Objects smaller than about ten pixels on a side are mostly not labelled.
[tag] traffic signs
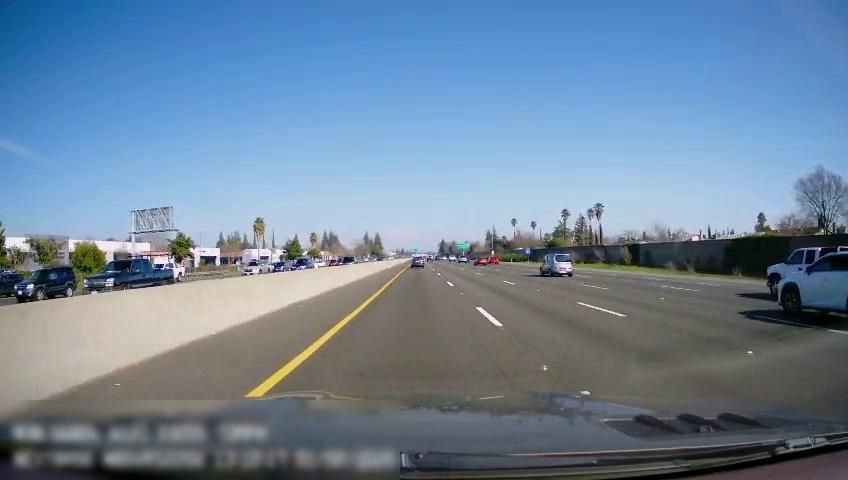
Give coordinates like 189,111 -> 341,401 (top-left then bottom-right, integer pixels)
456,242 -> 471,251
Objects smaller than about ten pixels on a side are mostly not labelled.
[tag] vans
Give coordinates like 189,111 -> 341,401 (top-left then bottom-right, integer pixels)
538,253 -> 575,277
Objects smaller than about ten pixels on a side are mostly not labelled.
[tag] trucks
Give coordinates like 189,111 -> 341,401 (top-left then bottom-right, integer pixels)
152,262 -> 186,284
242,261 -> 275,276
81,257 -> 175,296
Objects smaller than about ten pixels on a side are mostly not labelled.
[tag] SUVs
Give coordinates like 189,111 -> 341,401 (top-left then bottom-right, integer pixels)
11,265 -> 78,303
0,273 -> 23,296
290,258 -> 317,272
338,256 -> 358,266
765,246 -> 848,299
457,255 -> 468,264
776,251 -> 848,317
270,261 -> 293,273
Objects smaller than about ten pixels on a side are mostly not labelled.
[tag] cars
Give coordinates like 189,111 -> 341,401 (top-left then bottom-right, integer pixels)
473,256 -> 489,267
487,256 -> 499,265
409,255 -> 427,269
